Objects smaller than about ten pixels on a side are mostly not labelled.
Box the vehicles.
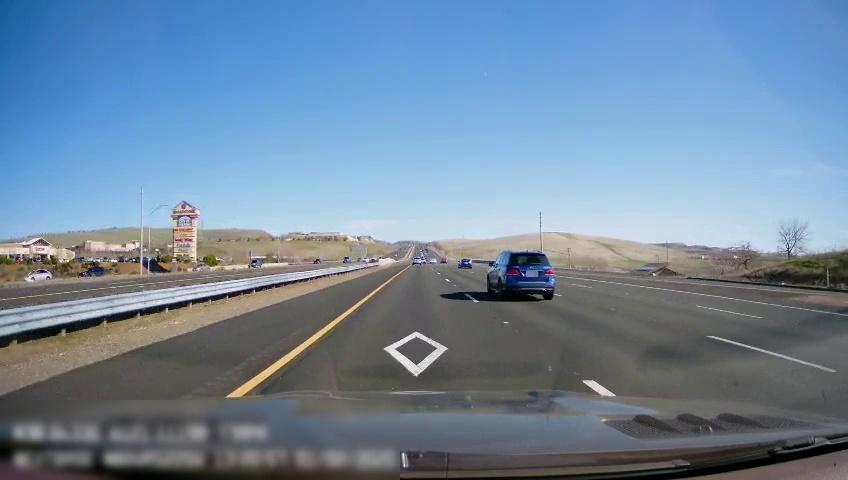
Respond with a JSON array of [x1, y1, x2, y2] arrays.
[[411, 256, 422, 265], [77, 265, 105, 278], [25, 269, 53, 281], [430, 256, 440, 265], [248, 259, 262, 268], [457, 258, 473, 269], [192, 264, 208, 271], [487, 251, 556, 301]]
